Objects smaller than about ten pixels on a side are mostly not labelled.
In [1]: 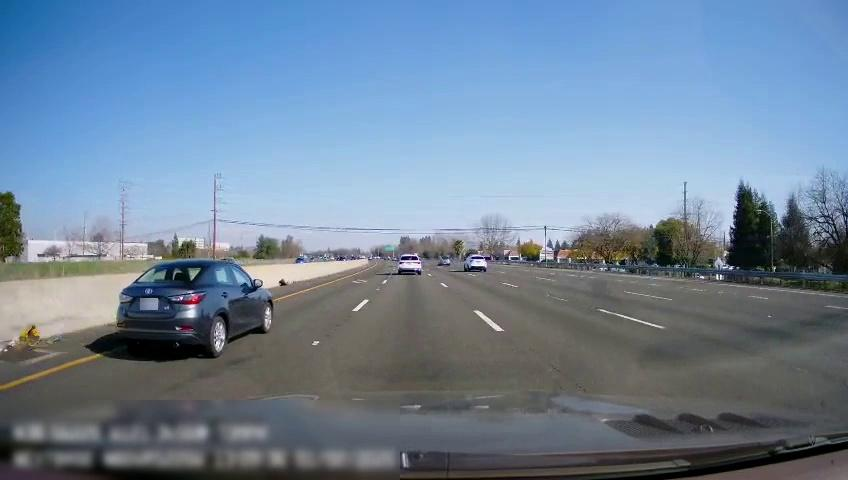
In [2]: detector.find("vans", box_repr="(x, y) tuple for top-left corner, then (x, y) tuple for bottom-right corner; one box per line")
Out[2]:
(438, 256), (451, 267)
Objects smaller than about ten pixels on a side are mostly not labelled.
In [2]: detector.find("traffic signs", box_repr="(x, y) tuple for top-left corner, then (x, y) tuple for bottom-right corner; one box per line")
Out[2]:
(383, 244), (396, 252)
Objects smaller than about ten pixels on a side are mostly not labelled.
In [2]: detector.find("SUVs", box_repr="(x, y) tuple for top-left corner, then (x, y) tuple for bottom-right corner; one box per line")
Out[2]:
(396, 253), (422, 276)
(464, 254), (487, 272)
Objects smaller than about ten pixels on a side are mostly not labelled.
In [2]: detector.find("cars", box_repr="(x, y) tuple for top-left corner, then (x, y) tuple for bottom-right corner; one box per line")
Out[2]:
(113, 258), (276, 360)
